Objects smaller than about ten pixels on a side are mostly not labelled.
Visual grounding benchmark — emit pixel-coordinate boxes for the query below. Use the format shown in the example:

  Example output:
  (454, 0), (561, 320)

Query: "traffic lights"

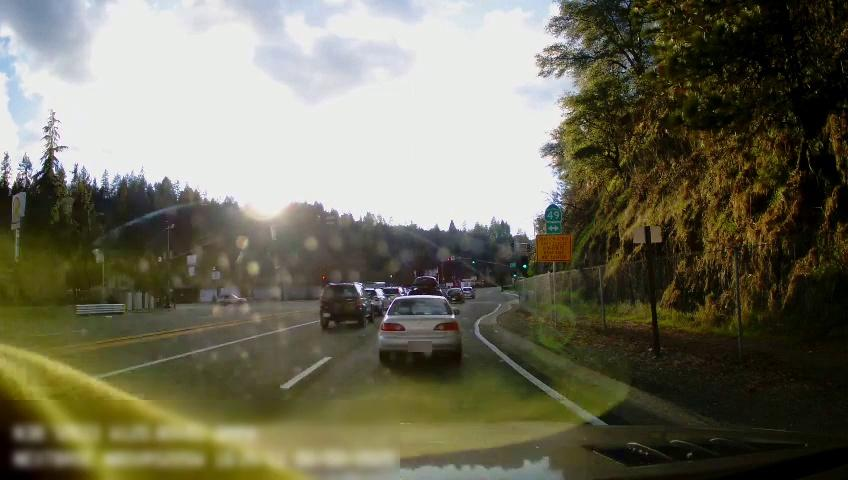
(520, 255), (530, 273)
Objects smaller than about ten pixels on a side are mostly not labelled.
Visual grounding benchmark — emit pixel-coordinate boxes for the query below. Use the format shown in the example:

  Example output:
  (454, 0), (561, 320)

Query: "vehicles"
(364, 287), (391, 317)
(369, 282), (385, 288)
(216, 290), (246, 306)
(462, 286), (477, 299)
(407, 275), (443, 297)
(447, 288), (465, 304)
(318, 282), (376, 330)
(377, 295), (463, 366)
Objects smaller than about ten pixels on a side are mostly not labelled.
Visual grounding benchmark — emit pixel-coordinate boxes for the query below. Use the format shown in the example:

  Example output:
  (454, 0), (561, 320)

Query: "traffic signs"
(544, 203), (562, 221)
(535, 234), (573, 262)
(543, 221), (562, 235)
